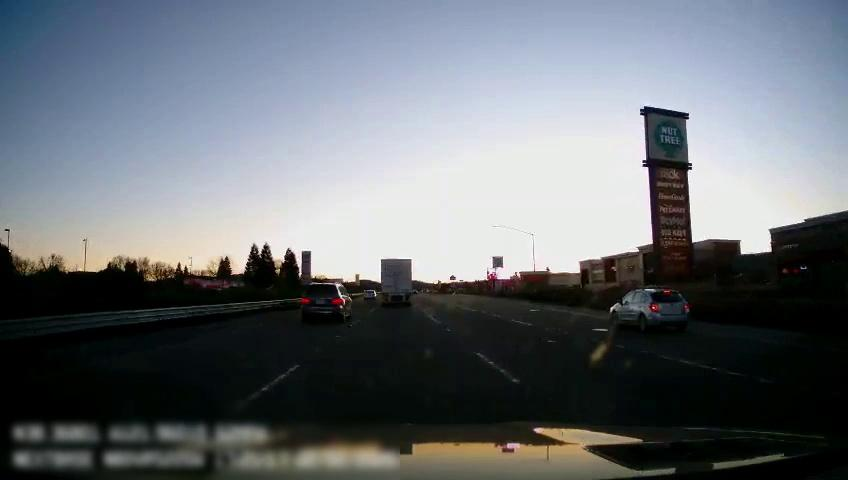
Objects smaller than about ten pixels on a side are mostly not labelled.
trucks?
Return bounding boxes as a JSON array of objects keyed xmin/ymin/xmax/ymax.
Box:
[{"xmin": 381, "ymin": 259, "xmax": 412, "ymax": 305}]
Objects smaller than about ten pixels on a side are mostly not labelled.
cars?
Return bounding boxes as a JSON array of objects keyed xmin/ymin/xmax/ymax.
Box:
[{"xmin": 363, "ymin": 290, "xmax": 377, "ymax": 302}]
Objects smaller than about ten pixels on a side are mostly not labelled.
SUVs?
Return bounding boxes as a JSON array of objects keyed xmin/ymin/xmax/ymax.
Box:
[
  {"xmin": 301, "ymin": 282, "xmax": 352, "ymax": 323},
  {"xmin": 609, "ymin": 288, "xmax": 691, "ymax": 334}
]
